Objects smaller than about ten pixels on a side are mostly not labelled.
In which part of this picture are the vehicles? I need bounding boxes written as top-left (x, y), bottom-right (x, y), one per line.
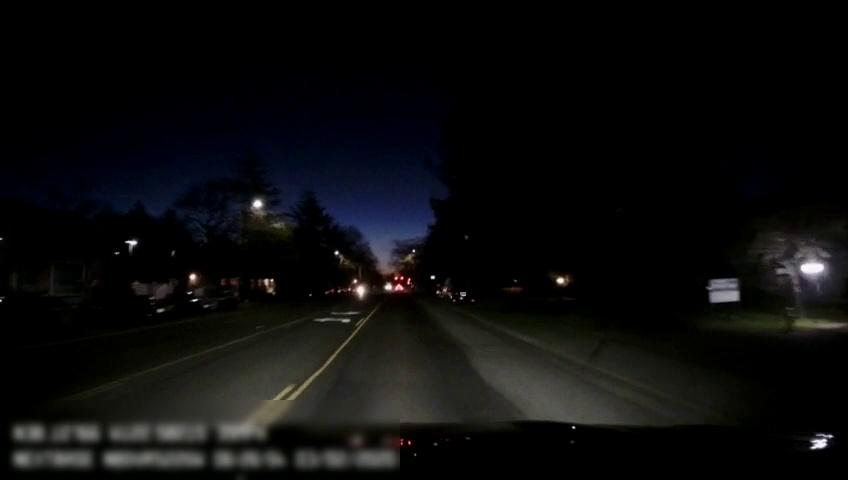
top-left (196, 288), bottom-right (244, 315)
top-left (74, 291), bottom-right (150, 336)
top-left (149, 291), bottom-right (206, 324)
top-left (442, 287), bottom-right (476, 305)
top-left (0, 295), bottom-right (78, 345)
